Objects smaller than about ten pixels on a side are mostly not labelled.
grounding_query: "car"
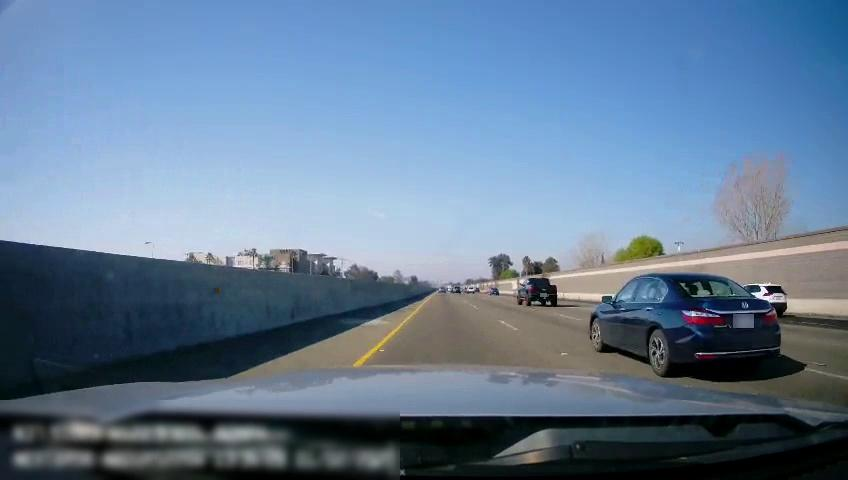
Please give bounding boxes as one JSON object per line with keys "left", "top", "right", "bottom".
{"left": 589, "top": 272, "right": 781, "bottom": 378}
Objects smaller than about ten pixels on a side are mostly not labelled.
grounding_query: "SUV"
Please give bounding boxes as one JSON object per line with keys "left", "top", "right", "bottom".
{"left": 741, "top": 283, "right": 788, "bottom": 318}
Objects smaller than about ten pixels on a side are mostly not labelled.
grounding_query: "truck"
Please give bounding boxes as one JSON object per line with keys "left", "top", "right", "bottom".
{"left": 516, "top": 277, "right": 558, "bottom": 306}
